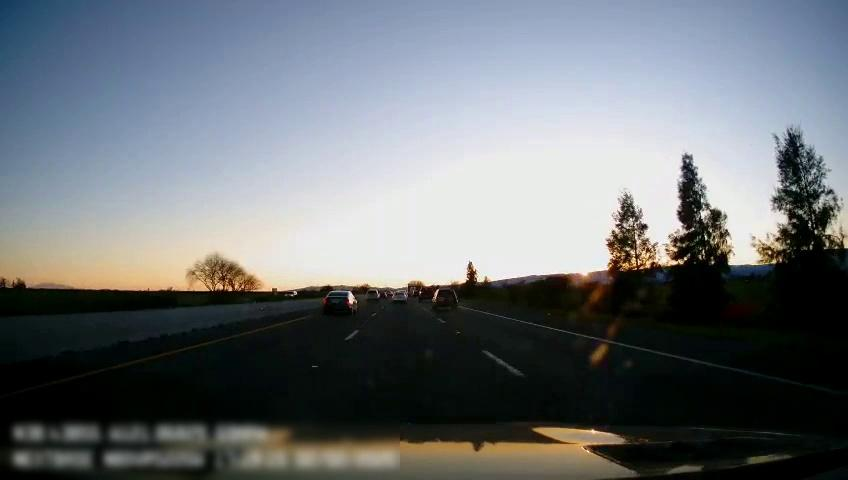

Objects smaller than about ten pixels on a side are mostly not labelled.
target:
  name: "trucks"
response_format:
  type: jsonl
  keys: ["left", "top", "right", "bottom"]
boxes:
{"left": 406, "top": 283, "right": 416, "bottom": 296}
{"left": 418, "top": 287, "right": 434, "bottom": 303}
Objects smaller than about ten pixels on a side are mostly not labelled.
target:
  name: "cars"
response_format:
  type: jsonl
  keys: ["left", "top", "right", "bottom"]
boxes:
{"left": 392, "top": 291, "right": 407, "bottom": 304}
{"left": 323, "top": 290, "right": 359, "bottom": 316}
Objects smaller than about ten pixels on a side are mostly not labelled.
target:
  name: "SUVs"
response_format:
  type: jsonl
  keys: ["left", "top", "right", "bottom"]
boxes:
{"left": 366, "top": 288, "right": 382, "bottom": 302}
{"left": 432, "top": 288, "right": 458, "bottom": 311}
{"left": 283, "top": 290, "right": 298, "bottom": 299}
